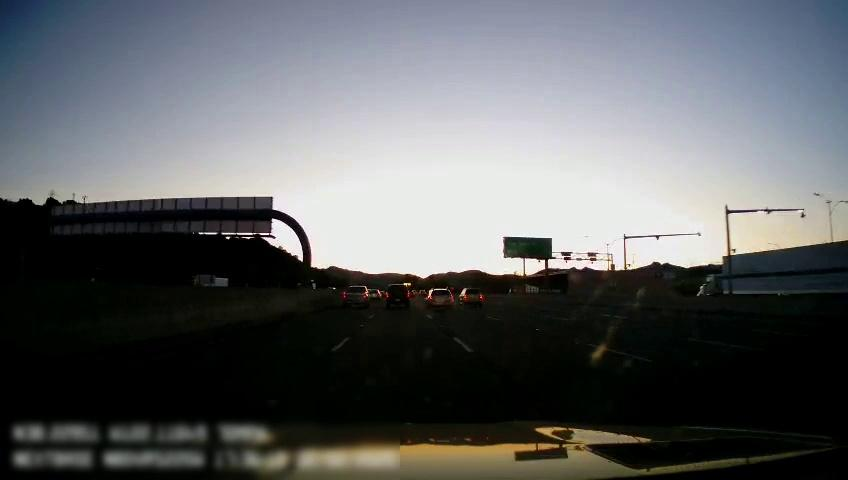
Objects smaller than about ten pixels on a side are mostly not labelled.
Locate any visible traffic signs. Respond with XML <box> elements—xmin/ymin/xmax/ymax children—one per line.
<box><xmin>502</xmin><ymin>235</ymin><xmax>553</xmax><ymax>260</ymax></box>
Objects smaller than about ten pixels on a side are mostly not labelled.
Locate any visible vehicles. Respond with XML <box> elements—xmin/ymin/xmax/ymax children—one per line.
<box><xmin>369</xmin><ymin>289</ymin><xmax>382</xmax><ymax>302</ymax></box>
<box><xmin>698</xmin><ymin>240</ymin><xmax>848</xmax><ymax>296</ymax></box>
<box><xmin>342</xmin><ymin>285</ymin><xmax>371</xmax><ymax>309</ymax></box>
<box><xmin>426</xmin><ymin>288</ymin><xmax>455</xmax><ymax>309</ymax></box>
<box><xmin>385</xmin><ymin>283</ymin><xmax>410</xmax><ymax>308</ymax></box>
<box><xmin>199</xmin><ymin>277</ymin><xmax>229</xmax><ymax>287</ymax></box>
<box><xmin>459</xmin><ymin>287</ymin><xmax>485</xmax><ymax>309</ymax></box>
